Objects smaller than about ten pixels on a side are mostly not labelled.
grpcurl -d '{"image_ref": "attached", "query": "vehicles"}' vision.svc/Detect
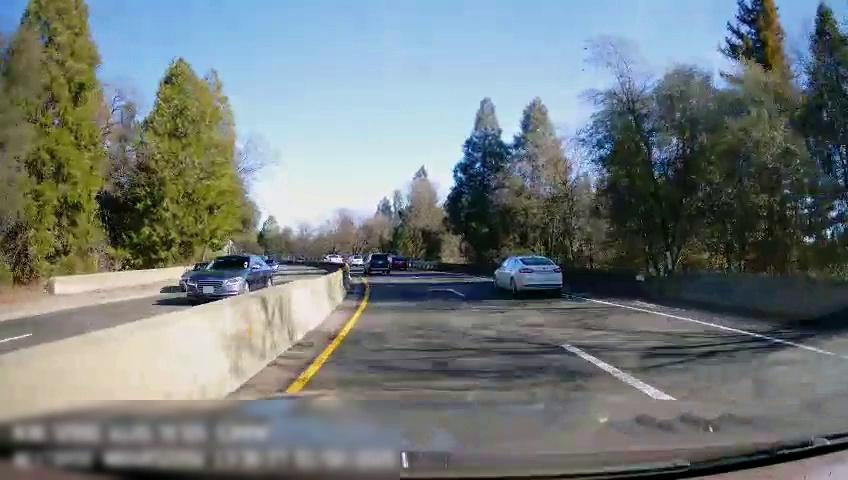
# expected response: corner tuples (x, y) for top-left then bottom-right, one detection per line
(262, 259), (280, 272)
(350, 255), (364, 266)
(387, 256), (408, 270)
(364, 255), (390, 275)
(179, 263), (214, 290)
(490, 256), (565, 299)
(185, 254), (277, 304)
(325, 254), (343, 265)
